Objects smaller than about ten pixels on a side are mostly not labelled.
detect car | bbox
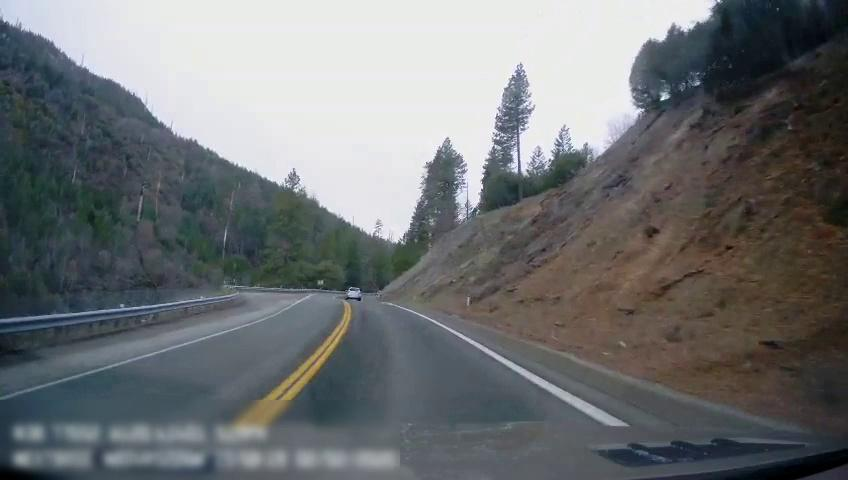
[345,287,362,301]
